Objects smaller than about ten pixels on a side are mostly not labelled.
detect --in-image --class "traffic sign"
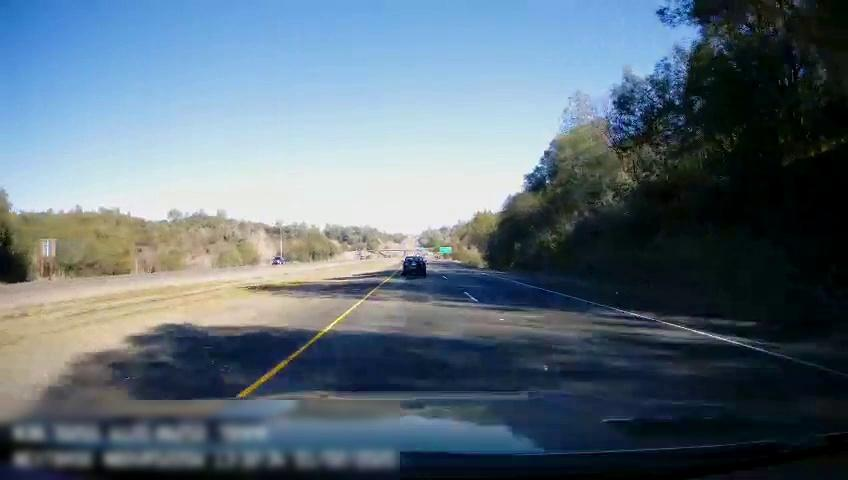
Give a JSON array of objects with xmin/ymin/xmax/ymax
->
[{"xmin": 439, "ymin": 247, "xmax": 452, "ymax": 253}]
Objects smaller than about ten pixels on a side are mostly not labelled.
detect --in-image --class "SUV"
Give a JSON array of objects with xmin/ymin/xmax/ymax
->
[{"xmin": 271, "ymin": 255, "xmax": 288, "ymax": 265}]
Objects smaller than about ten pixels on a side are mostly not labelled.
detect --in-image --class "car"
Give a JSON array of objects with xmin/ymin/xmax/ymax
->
[{"xmin": 403, "ymin": 256, "xmax": 426, "ymax": 273}]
